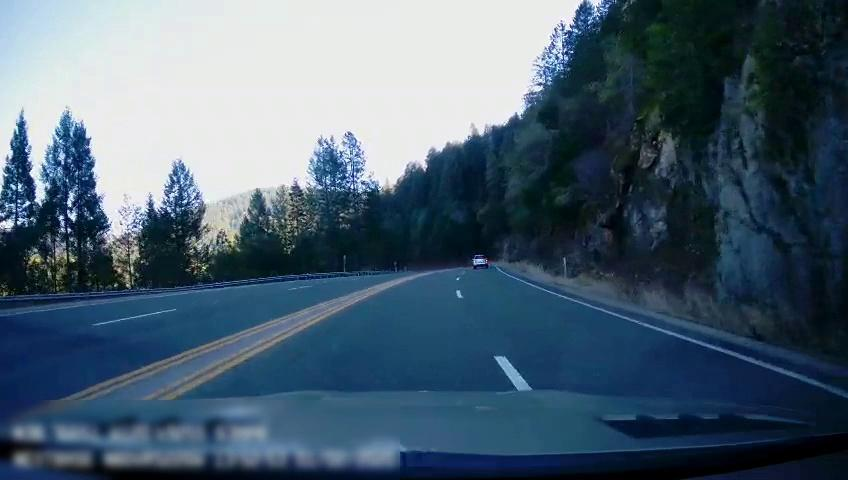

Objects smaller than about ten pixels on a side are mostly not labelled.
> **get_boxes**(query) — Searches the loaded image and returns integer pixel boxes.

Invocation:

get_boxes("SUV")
[472,254,489,270]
